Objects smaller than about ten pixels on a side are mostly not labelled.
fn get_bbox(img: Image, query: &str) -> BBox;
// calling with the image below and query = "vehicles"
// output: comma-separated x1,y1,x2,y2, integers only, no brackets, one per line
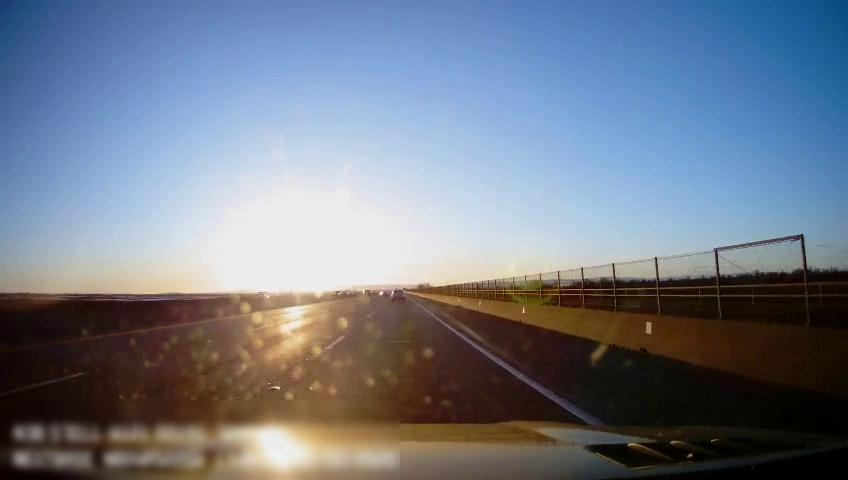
254,292,269,301
390,288,406,302
363,289,374,297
